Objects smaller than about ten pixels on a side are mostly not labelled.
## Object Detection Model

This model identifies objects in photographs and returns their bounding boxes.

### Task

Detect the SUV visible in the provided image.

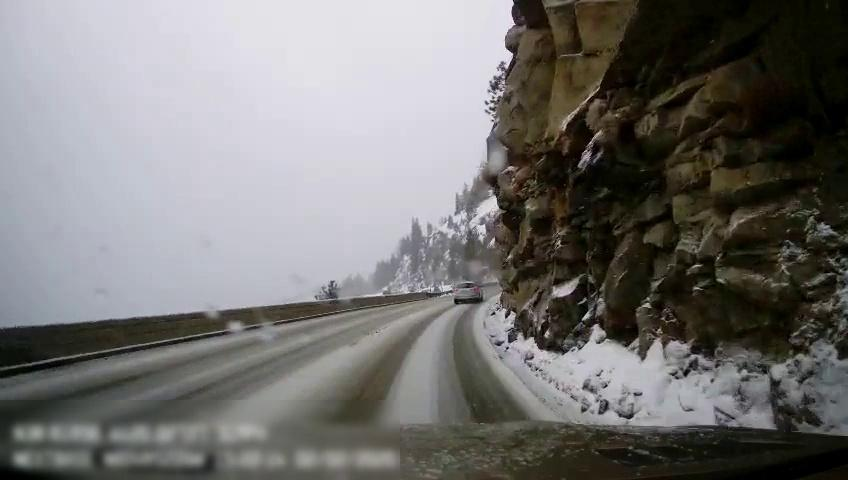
[452,280,485,305]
